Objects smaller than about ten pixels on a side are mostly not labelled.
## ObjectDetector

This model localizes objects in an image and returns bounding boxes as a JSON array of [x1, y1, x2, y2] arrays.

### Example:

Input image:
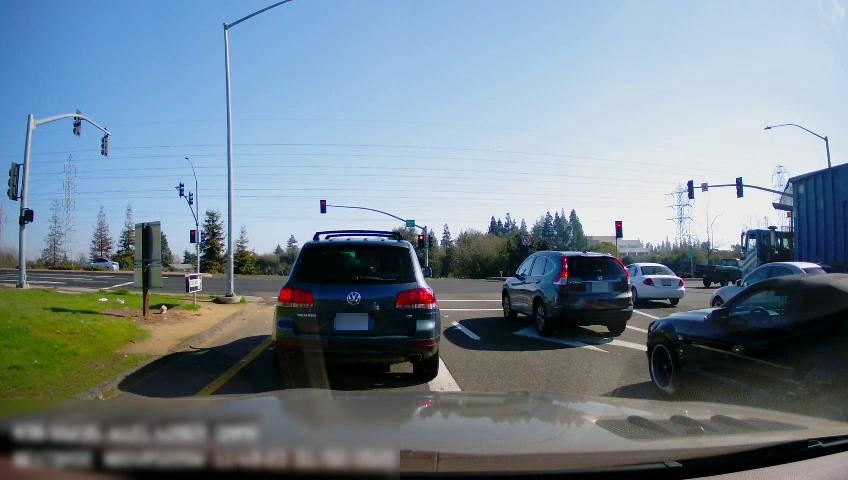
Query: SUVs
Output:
[[501, 251, 636, 339], [272, 239, 443, 383]]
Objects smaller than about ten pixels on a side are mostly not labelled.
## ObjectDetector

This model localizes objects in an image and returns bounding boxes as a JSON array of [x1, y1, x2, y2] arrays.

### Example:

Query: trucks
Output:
[[692, 263, 744, 289], [740, 162, 848, 276]]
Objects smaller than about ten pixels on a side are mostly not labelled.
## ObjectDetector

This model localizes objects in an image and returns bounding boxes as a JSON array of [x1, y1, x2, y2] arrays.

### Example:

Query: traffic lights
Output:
[[187, 193, 194, 207], [429, 237, 435, 250], [616, 221, 625, 241], [22, 209, 33, 224], [176, 183, 185, 199], [100, 134, 108, 157], [190, 231, 197, 245], [5, 164, 17, 202], [320, 200, 327, 215], [417, 237, 425, 249], [70, 112, 81, 137], [687, 180, 696, 202]]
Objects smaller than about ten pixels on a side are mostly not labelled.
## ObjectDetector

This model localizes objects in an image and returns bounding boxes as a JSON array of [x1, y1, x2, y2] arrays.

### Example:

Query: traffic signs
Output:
[[405, 220, 416, 229]]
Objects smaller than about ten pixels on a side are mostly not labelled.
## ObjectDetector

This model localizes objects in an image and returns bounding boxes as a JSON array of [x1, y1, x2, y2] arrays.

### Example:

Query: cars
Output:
[[626, 263, 687, 308], [648, 273, 848, 415], [81, 256, 120, 273], [707, 261, 830, 310]]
